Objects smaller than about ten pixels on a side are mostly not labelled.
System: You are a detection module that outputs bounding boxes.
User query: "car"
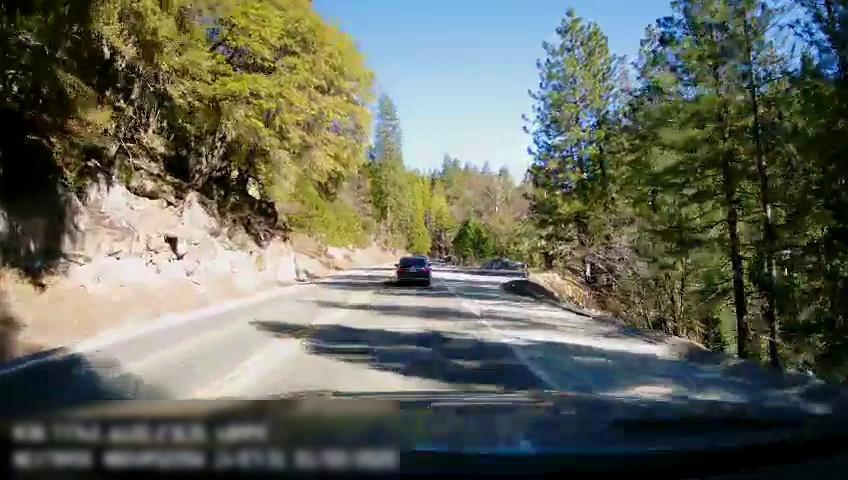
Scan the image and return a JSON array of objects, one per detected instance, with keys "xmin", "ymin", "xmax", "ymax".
[{"xmin": 394, "ymin": 255, "xmax": 432, "ymax": 288}]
